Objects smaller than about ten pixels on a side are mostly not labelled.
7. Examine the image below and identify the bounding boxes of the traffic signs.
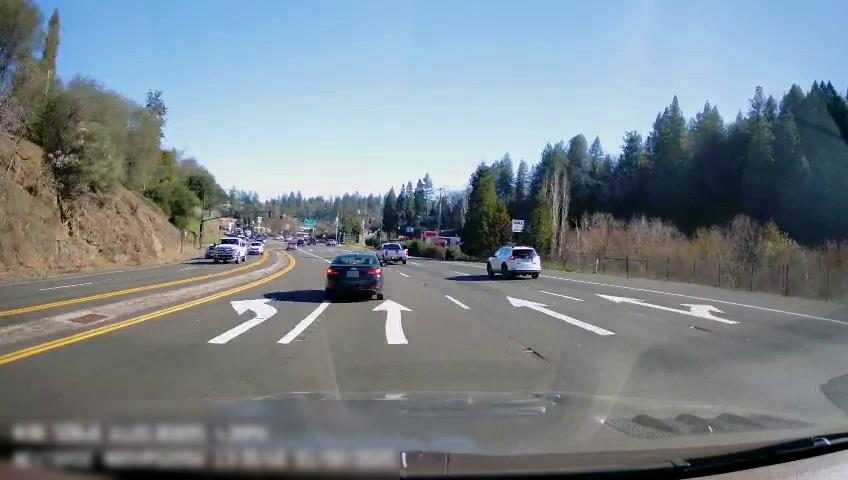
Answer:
[303,218,317,227]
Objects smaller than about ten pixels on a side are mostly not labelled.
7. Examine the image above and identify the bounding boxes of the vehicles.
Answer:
[203,245,217,259]
[374,242,408,265]
[326,238,337,247]
[213,238,248,264]
[486,246,542,280]
[285,242,297,251]
[246,241,266,256]
[325,253,389,302]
